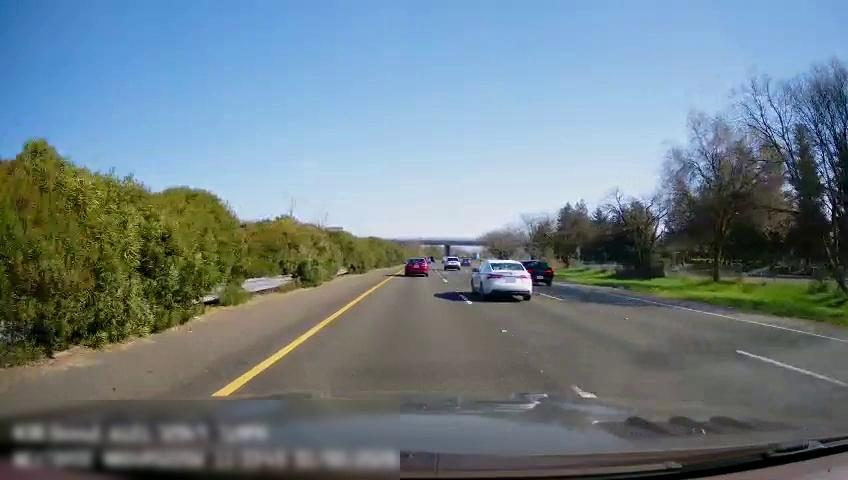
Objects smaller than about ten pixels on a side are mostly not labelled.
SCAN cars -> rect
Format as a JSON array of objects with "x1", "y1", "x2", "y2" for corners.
[
  {"x1": 516, "y1": 259, "x2": 555, "y2": 287},
  {"x1": 404, "y1": 256, "x2": 431, "y2": 277},
  {"x1": 444, "y1": 256, "x2": 461, "y2": 271},
  {"x1": 468, "y1": 258, "x2": 534, "y2": 302}
]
